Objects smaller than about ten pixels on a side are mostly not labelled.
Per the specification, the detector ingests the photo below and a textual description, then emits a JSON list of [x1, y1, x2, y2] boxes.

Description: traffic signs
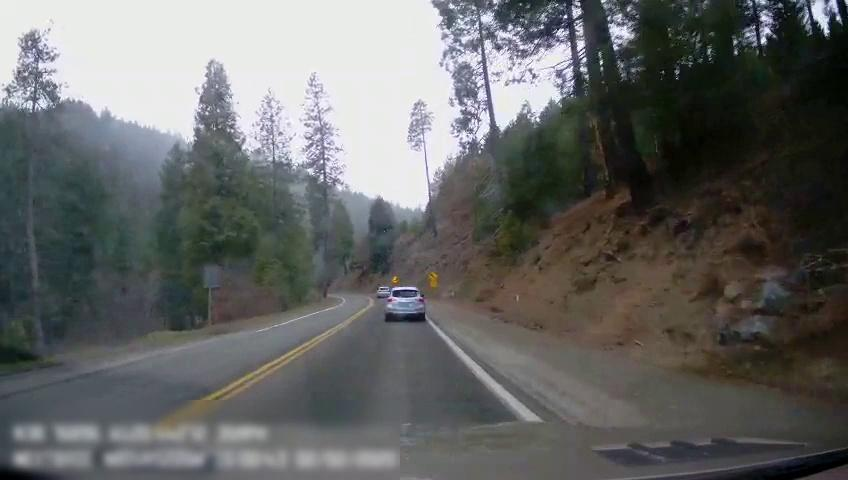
[[428, 271, 438, 282]]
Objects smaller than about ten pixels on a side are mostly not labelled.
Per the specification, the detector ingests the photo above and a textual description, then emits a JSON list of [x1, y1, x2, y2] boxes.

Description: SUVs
[[385, 287, 426, 321], [376, 286, 391, 298]]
